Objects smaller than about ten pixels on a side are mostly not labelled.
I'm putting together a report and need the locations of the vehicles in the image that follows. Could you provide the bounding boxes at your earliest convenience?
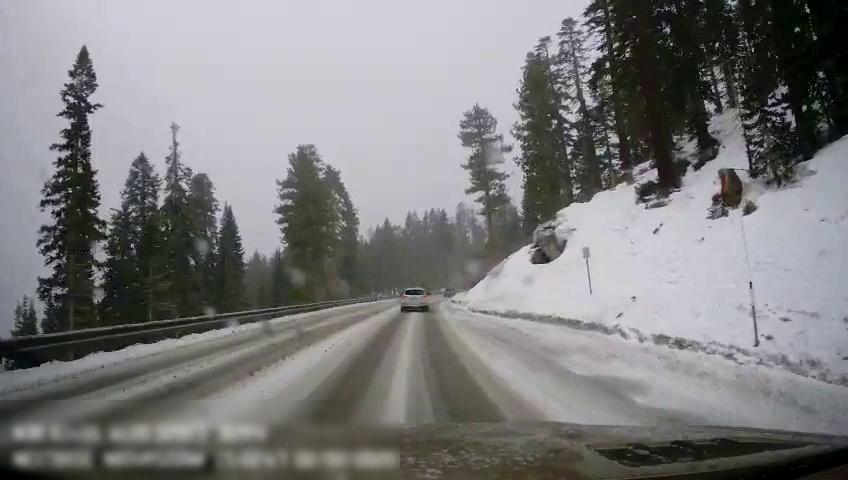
[443,287,457,297]
[400,287,433,312]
